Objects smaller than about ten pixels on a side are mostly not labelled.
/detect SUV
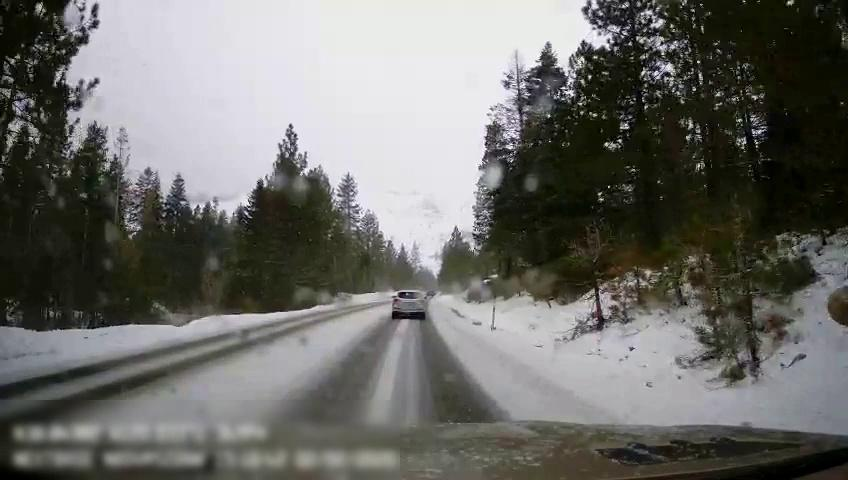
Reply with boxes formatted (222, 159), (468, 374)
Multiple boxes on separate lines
(391, 289), (426, 319)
